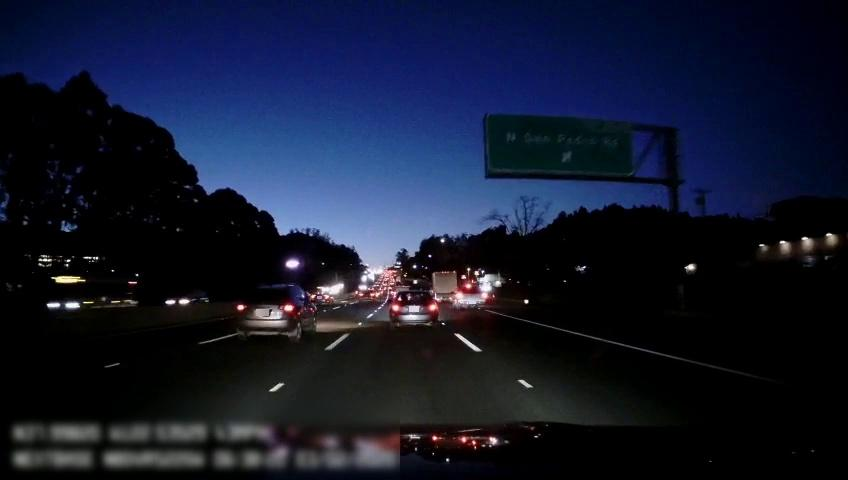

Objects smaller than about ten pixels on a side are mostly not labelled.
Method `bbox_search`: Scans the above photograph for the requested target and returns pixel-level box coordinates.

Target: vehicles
[164,289,209,306]
[358,290,377,304]
[311,291,334,308]
[236,284,318,344]
[448,284,489,314]
[45,276,138,313]
[393,288,410,297]
[432,271,457,304]
[387,291,438,329]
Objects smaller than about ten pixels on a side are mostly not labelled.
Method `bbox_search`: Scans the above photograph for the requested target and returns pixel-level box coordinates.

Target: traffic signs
[486,113,634,177]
